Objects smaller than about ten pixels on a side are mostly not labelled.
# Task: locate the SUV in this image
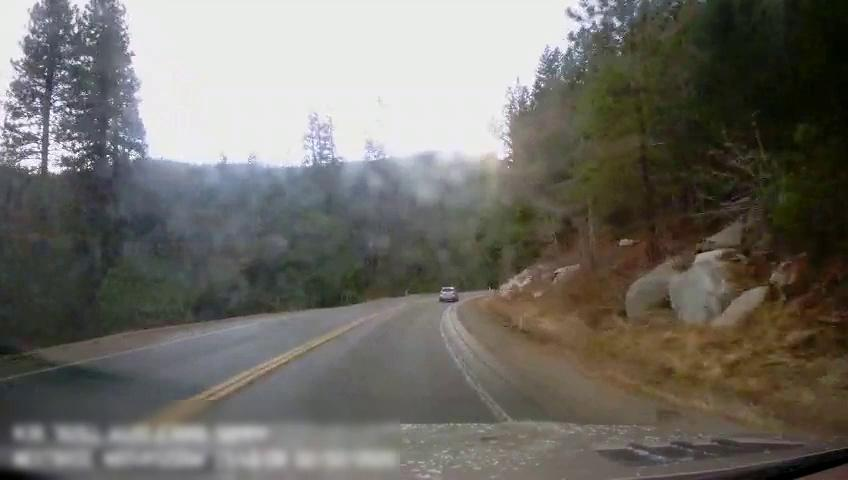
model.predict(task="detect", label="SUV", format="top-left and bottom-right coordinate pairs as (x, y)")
top-left (439, 287), bottom-right (459, 303)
